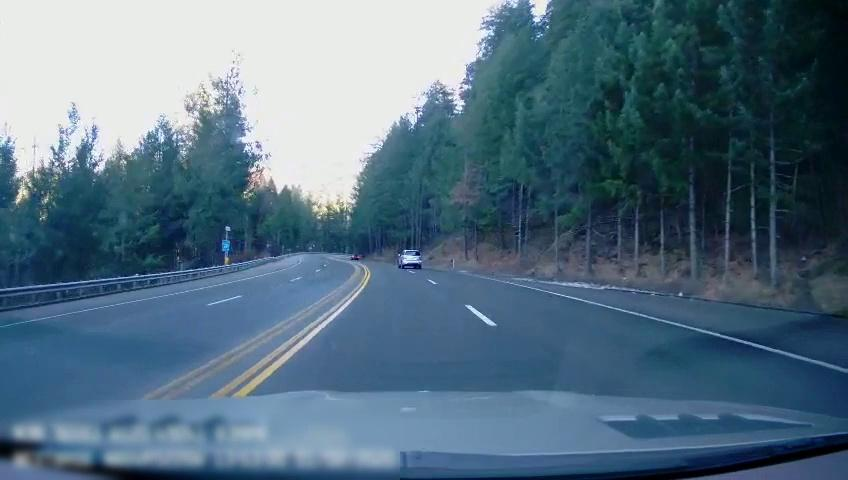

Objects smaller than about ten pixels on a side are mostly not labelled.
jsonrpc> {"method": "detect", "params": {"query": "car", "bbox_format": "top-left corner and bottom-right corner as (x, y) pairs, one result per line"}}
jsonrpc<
(350, 252), (361, 261)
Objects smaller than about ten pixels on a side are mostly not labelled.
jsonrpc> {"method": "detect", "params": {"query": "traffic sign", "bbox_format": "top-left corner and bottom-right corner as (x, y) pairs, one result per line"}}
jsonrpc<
(221, 239), (233, 253)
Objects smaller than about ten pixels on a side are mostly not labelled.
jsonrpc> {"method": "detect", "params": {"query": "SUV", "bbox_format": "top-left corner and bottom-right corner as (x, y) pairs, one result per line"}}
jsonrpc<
(397, 249), (423, 270)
